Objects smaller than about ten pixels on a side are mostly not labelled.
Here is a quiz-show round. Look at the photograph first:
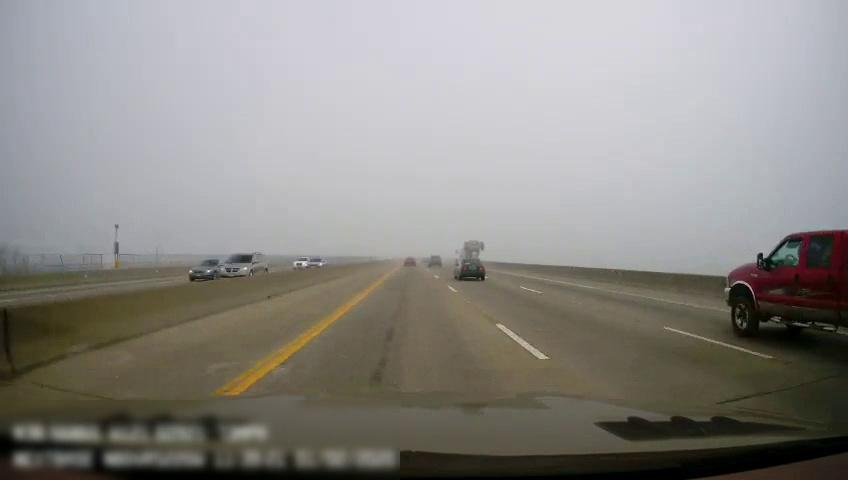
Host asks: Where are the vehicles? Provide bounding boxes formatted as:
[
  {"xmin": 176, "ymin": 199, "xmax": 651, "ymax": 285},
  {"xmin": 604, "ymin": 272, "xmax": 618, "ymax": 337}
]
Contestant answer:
[
  {"xmin": 426, "ymin": 254, "xmax": 443, "ymax": 267},
  {"xmin": 305, "ymin": 256, "xmax": 329, "ymax": 270},
  {"xmin": 292, "ymin": 256, "xmax": 312, "ymax": 270},
  {"xmin": 454, "ymin": 239, "xmax": 485, "ymax": 263},
  {"xmin": 722, "ymin": 227, "xmax": 848, "ymax": 339},
  {"xmin": 187, "ymin": 258, "xmax": 226, "ymax": 282},
  {"xmin": 403, "ymin": 256, "xmax": 416, "ymax": 266},
  {"xmin": 453, "ymin": 257, "xmax": 486, "ymax": 281},
  {"xmin": 216, "ymin": 251, "xmax": 270, "ymax": 280}
]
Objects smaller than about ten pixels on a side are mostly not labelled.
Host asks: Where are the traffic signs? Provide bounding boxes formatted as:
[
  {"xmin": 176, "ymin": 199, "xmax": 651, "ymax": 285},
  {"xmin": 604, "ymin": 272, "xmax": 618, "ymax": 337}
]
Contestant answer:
[{"xmin": 113, "ymin": 241, "xmax": 120, "ymax": 255}]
